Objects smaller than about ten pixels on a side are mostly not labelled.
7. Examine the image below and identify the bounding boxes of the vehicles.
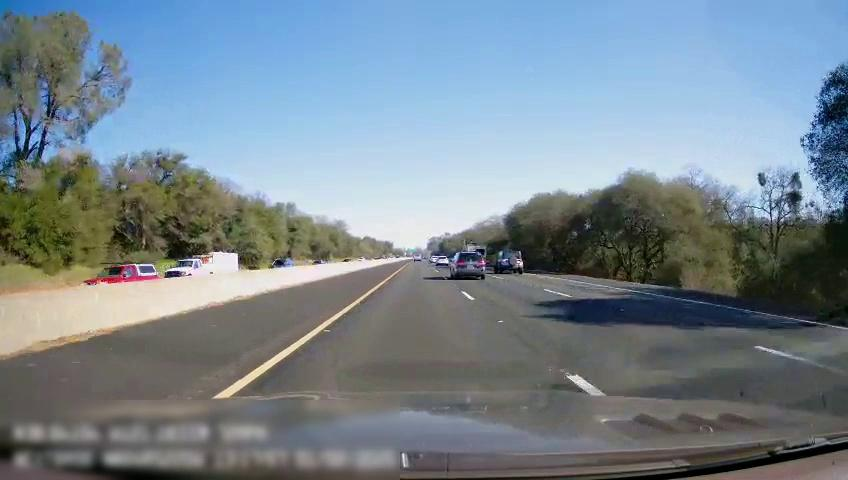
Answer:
[494,251,524,275]
[436,256,449,267]
[164,258,216,279]
[82,264,165,286]
[268,257,294,269]
[430,256,438,264]
[449,251,486,280]
[413,254,422,263]
[192,252,238,273]
[463,245,487,261]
